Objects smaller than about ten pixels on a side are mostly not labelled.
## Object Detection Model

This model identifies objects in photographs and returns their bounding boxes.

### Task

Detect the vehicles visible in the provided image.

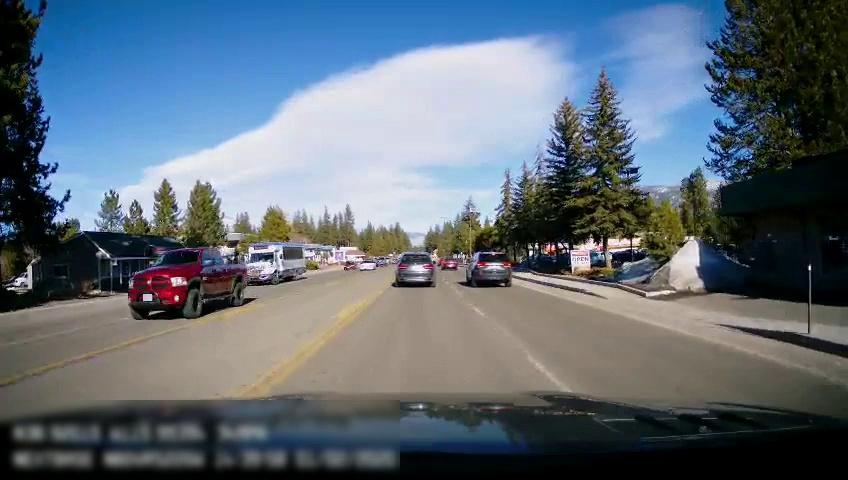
[128,248,248,321]
[467,252,512,289]
[14,272,30,287]
[441,259,456,271]
[246,245,305,285]
[613,248,653,265]
[344,260,359,271]
[395,253,435,289]
[360,260,377,271]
